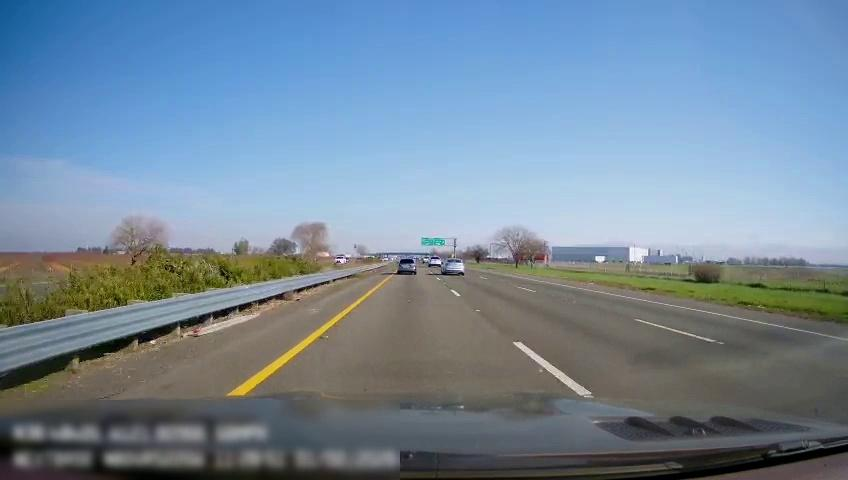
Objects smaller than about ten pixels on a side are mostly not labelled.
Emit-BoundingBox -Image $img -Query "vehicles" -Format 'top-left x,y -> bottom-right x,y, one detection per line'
439,257 -> 465,276
397,258 -> 417,275
428,256 -> 442,267
333,255 -> 347,265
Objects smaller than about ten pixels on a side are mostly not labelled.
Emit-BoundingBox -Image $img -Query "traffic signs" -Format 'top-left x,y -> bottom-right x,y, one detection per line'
417,237 -> 446,250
